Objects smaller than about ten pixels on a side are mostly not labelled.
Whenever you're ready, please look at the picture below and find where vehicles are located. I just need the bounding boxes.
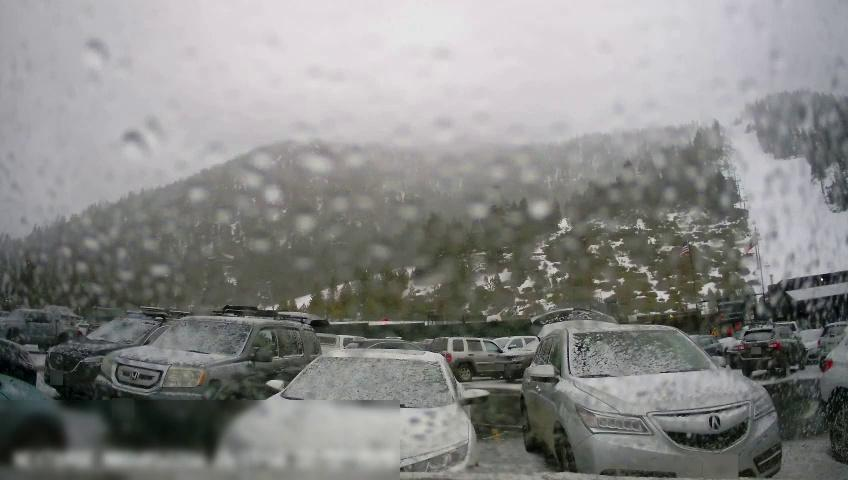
[817,322,847,365]
[46,318,170,403]
[687,335,726,357]
[429,336,505,383]
[95,315,322,458]
[821,332,848,465]
[0,308,82,354]
[0,337,39,387]
[800,329,822,362]
[343,338,426,351]
[494,336,537,352]
[214,348,491,473]
[736,327,805,378]
[493,339,541,380]
[523,321,784,479]
[772,321,800,333]
[0,372,70,467]
[318,333,368,349]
